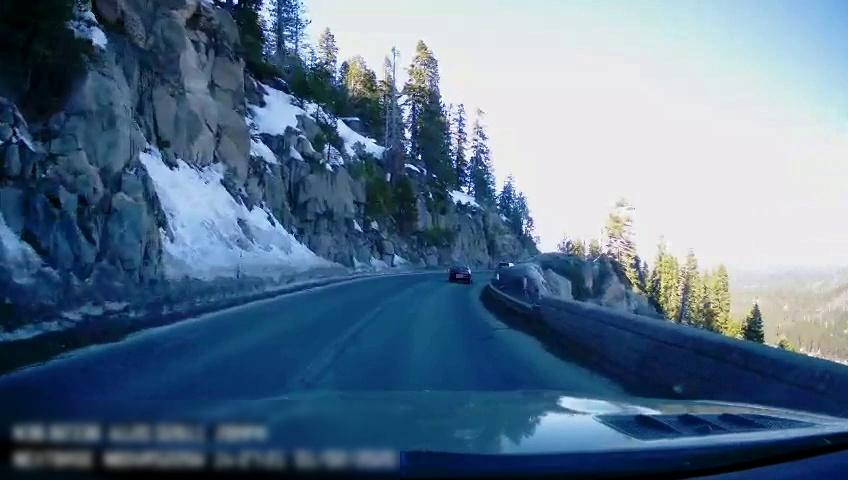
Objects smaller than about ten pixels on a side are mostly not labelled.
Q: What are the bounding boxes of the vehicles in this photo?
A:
[496,262,515,272]
[447,263,473,282]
